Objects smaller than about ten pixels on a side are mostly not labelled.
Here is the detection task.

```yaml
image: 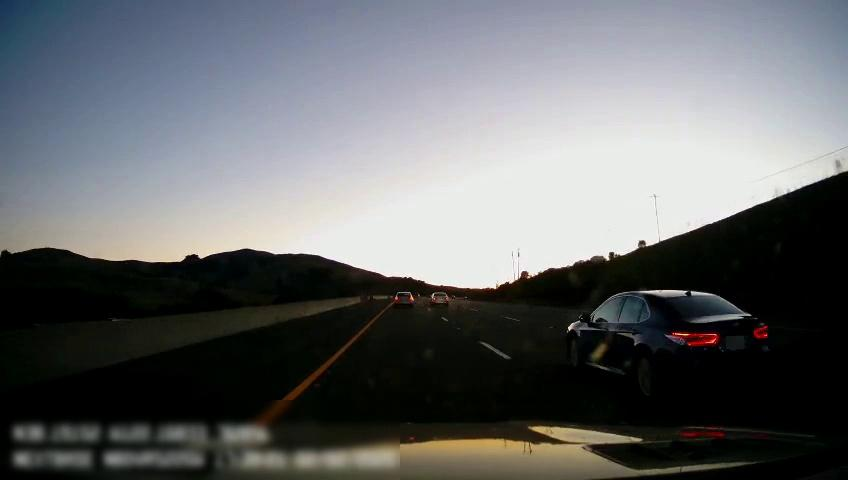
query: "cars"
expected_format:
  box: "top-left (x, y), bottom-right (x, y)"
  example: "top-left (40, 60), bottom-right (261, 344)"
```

top-left (430, 292), bottom-right (449, 307)
top-left (566, 290), bottom-right (772, 400)
top-left (394, 292), bottom-right (414, 308)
